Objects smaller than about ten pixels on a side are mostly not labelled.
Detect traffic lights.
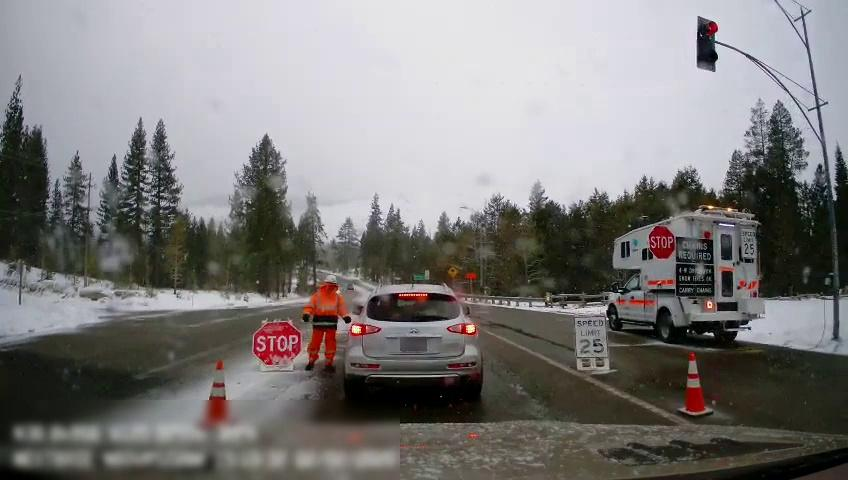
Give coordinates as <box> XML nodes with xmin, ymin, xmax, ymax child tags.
<box><xmin>696</xmin><ymin>14</ymin><xmax>719</xmax><ymax>73</ymax></box>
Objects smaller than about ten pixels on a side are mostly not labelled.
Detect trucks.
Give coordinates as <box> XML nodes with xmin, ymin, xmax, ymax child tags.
<box><xmin>607</xmin><ymin>204</ymin><xmax>767</xmax><ymax>343</ymax></box>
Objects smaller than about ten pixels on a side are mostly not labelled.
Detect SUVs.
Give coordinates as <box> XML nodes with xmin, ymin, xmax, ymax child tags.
<box><xmin>342</xmin><ymin>283</ymin><xmax>485</xmax><ymax>397</ymax></box>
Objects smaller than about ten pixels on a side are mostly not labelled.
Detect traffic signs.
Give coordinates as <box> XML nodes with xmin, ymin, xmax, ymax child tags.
<box><xmin>675</xmin><ymin>262</ymin><xmax>716</xmax><ymax>297</ymax></box>
<box><xmin>573</xmin><ymin>314</ymin><xmax>610</xmax><ymax>359</ymax></box>
<box><xmin>739</xmin><ymin>227</ymin><xmax>759</xmax><ymax>260</ymax></box>
<box><xmin>648</xmin><ymin>224</ymin><xmax>676</xmax><ymax>261</ymax></box>
<box><xmin>413</xmin><ymin>274</ymin><xmax>427</xmax><ymax>282</ymax></box>
<box><xmin>251</xmin><ymin>319</ymin><xmax>304</xmax><ymax>368</ymax></box>
<box><xmin>447</xmin><ymin>266</ymin><xmax>459</xmax><ymax>278</ymax></box>
<box><xmin>465</xmin><ymin>272</ymin><xmax>478</xmax><ymax>280</ymax></box>
<box><xmin>674</xmin><ymin>235</ymin><xmax>715</xmax><ymax>265</ymax></box>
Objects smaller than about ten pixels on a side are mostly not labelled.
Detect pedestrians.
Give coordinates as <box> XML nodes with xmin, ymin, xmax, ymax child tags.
<box><xmin>301</xmin><ymin>273</ymin><xmax>352</xmax><ymax>372</ymax></box>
